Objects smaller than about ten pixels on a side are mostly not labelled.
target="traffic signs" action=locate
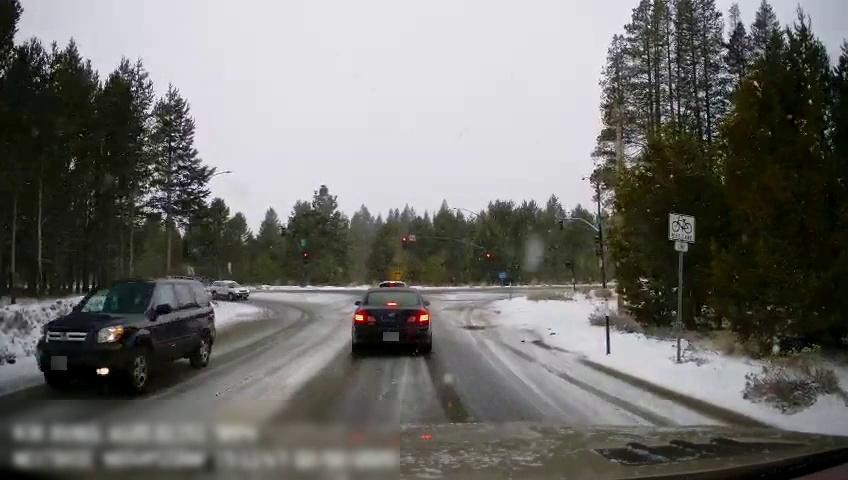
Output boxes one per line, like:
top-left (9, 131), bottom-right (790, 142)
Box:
top-left (675, 243), bottom-right (688, 252)
top-left (393, 271), bottom-right (404, 277)
top-left (669, 213), bottom-right (695, 243)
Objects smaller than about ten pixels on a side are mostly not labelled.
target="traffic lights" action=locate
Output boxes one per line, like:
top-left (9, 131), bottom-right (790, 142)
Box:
top-left (486, 252), bottom-right (491, 263)
top-left (303, 252), bottom-right (309, 264)
top-left (402, 237), bottom-right (408, 248)
top-left (559, 219), bottom-right (564, 230)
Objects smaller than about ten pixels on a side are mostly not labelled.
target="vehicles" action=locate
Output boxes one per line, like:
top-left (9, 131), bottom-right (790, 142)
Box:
top-left (34, 275), bottom-right (216, 398)
top-left (211, 281), bottom-right (250, 301)
top-left (352, 288), bottom-right (432, 355)
top-left (377, 281), bottom-right (407, 289)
